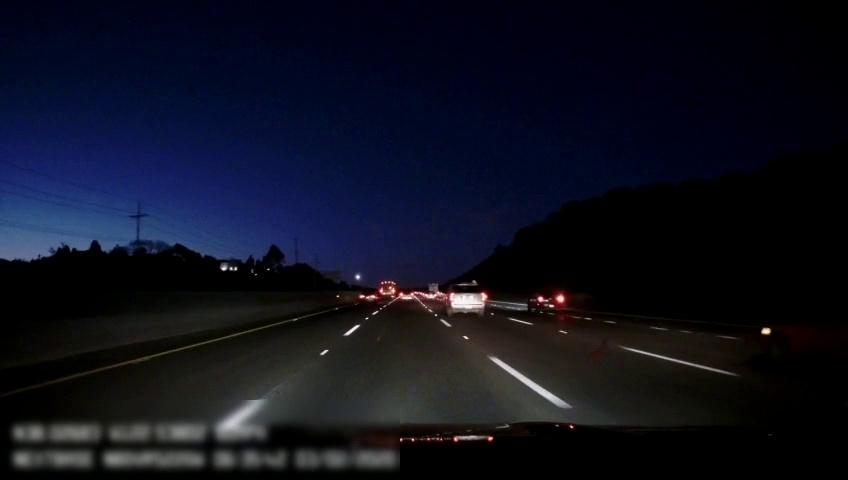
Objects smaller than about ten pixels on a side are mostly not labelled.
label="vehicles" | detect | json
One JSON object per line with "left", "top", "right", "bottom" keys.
{"left": 752, "top": 295, "right": 848, "bottom": 378}
{"left": 424, "top": 290, "right": 436, "bottom": 300}
{"left": 442, "top": 282, "right": 487, "bottom": 317}
{"left": 378, "top": 280, "right": 398, "bottom": 299}
{"left": 357, "top": 289, "right": 379, "bottom": 307}
{"left": 398, "top": 289, "right": 415, "bottom": 303}
{"left": 527, "top": 285, "right": 567, "bottom": 315}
